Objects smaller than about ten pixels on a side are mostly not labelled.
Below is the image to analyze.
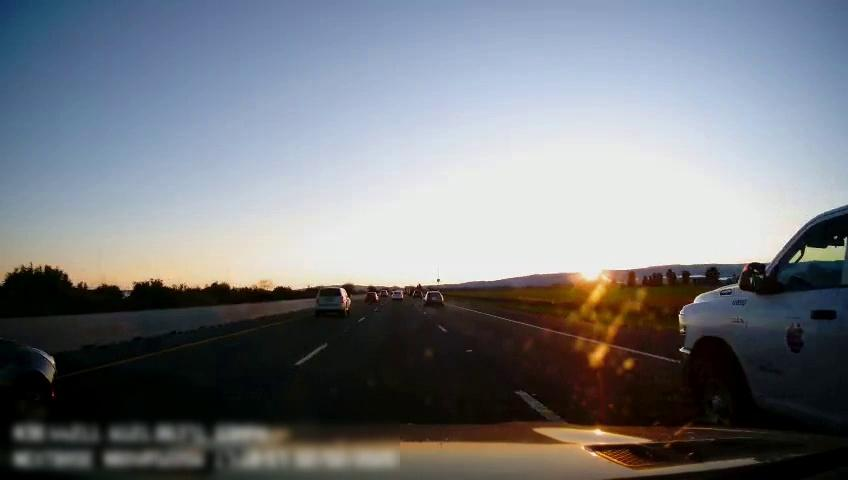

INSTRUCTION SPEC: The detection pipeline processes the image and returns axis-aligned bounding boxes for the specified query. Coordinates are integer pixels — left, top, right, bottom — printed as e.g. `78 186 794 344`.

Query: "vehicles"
0 336 60 447
676 203 848 439
412 289 423 299
391 290 404 300
313 287 353 318
364 291 379 304
423 290 445 307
